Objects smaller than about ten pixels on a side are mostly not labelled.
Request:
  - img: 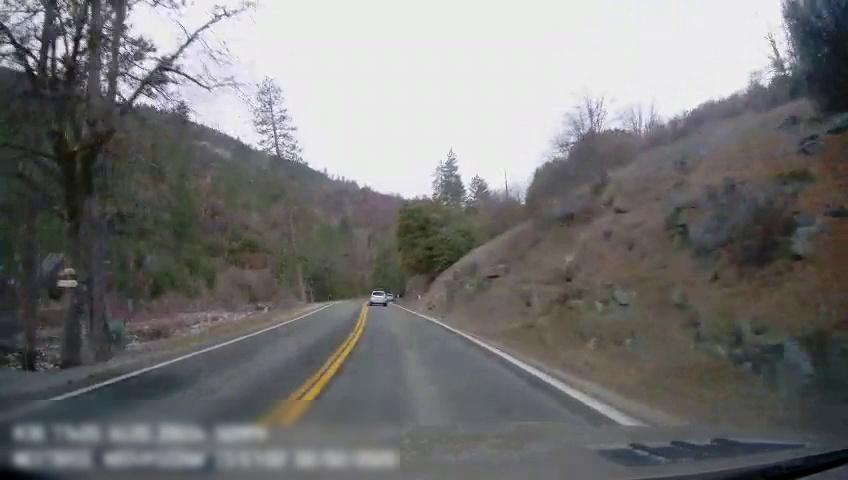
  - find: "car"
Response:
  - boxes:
[370,290,387,307]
